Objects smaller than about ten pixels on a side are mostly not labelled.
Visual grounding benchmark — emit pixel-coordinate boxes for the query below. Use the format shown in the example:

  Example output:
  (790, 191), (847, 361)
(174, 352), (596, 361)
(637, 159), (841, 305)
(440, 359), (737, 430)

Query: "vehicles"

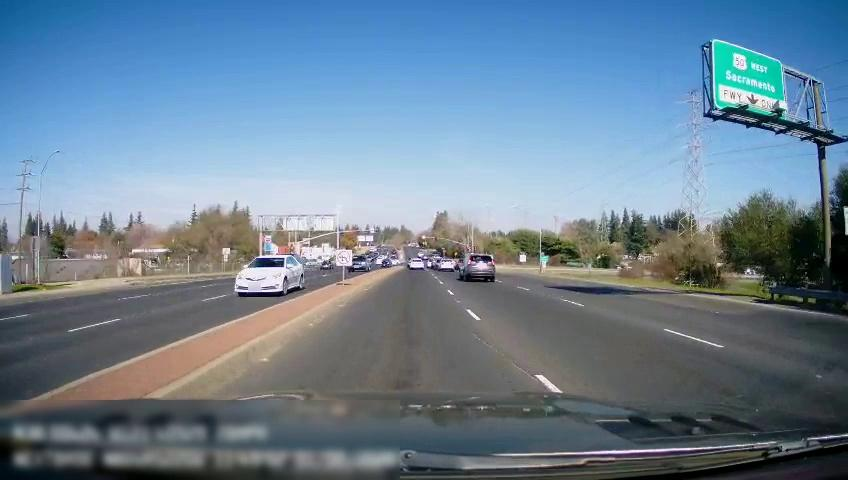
(320, 259), (336, 272)
(348, 254), (373, 272)
(409, 257), (425, 270)
(233, 254), (305, 297)
(459, 254), (496, 282)
(438, 259), (454, 272)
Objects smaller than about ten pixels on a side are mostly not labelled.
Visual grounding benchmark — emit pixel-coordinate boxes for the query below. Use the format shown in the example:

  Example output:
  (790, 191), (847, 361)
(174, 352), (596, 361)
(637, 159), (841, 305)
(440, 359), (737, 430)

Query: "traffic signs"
(711, 38), (785, 118)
